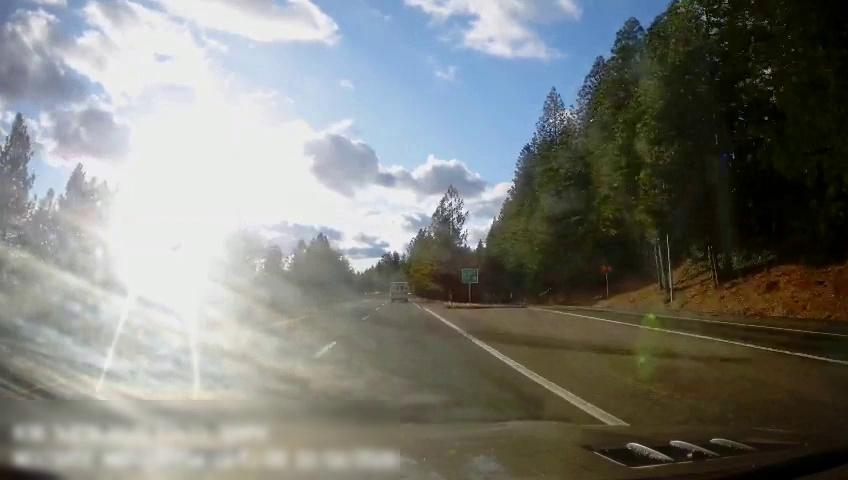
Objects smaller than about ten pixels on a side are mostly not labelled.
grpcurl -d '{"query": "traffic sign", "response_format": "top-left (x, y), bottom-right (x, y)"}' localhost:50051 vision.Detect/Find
top-left (460, 268), bottom-right (478, 284)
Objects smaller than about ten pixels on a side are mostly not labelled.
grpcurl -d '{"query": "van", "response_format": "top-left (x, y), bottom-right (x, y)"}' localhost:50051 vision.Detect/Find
top-left (390, 281), bottom-right (411, 303)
